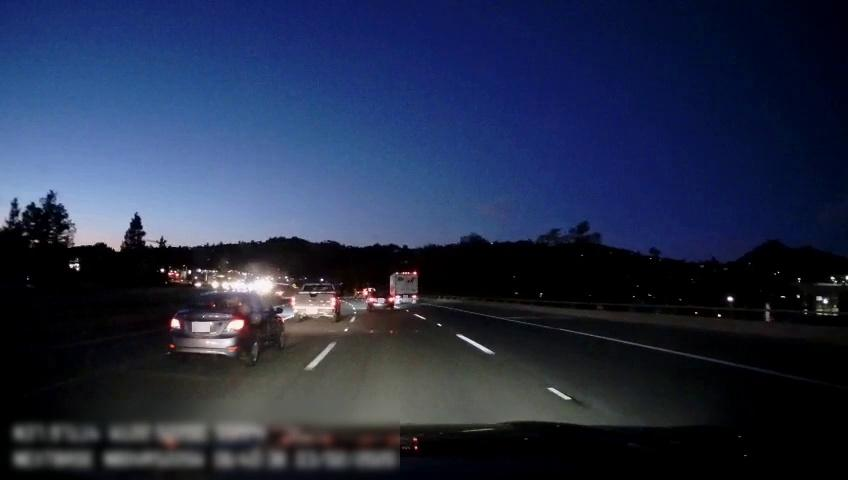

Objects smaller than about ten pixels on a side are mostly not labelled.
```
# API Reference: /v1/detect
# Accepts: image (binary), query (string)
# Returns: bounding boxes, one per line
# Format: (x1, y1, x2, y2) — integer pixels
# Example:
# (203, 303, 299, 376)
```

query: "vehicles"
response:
(292, 283, 343, 324)
(212, 275, 233, 290)
(367, 290, 395, 313)
(389, 271, 419, 304)
(354, 284, 376, 299)
(168, 291, 287, 369)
